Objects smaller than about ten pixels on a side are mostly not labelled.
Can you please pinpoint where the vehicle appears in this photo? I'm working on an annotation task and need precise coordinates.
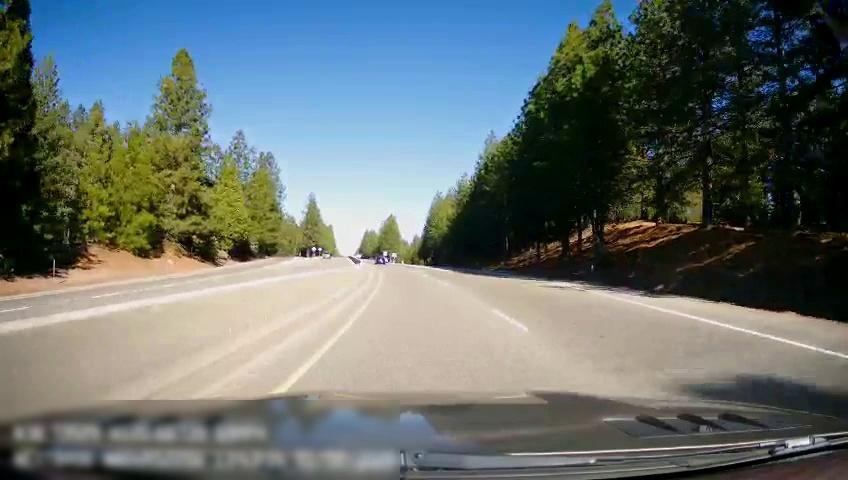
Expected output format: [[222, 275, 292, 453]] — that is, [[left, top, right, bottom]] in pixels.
[[374, 256, 386, 265]]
